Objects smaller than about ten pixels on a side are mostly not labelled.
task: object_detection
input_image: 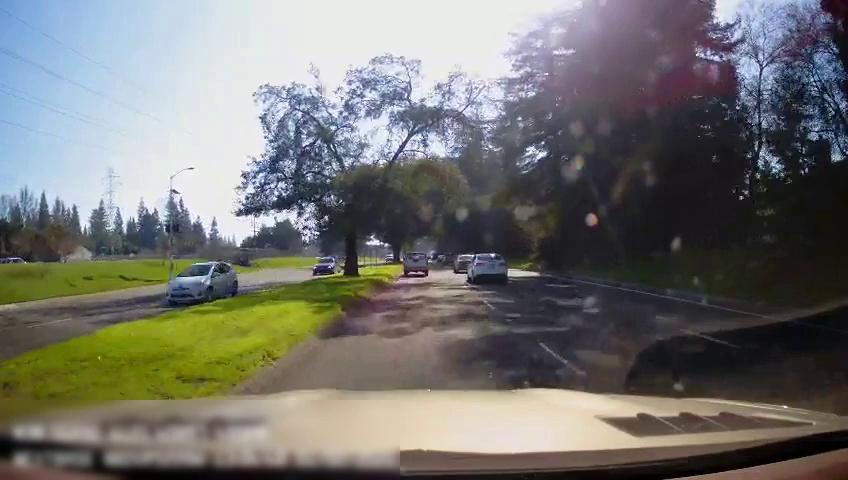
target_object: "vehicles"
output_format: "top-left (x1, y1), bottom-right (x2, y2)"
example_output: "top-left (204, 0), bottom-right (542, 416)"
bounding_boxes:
top-left (312, 256), bottom-right (342, 276)
top-left (165, 260), bottom-right (240, 306)
top-left (384, 253), bottom-right (394, 263)
top-left (436, 254), bottom-right (448, 264)
top-left (467, 254), bottom-right (508, 285)
top-left (0, 257), bottom-right (25, 264)
top-left (452, 253), bottom-right (474, 274)
top-left (402, 251), bottom-right (429, 275)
